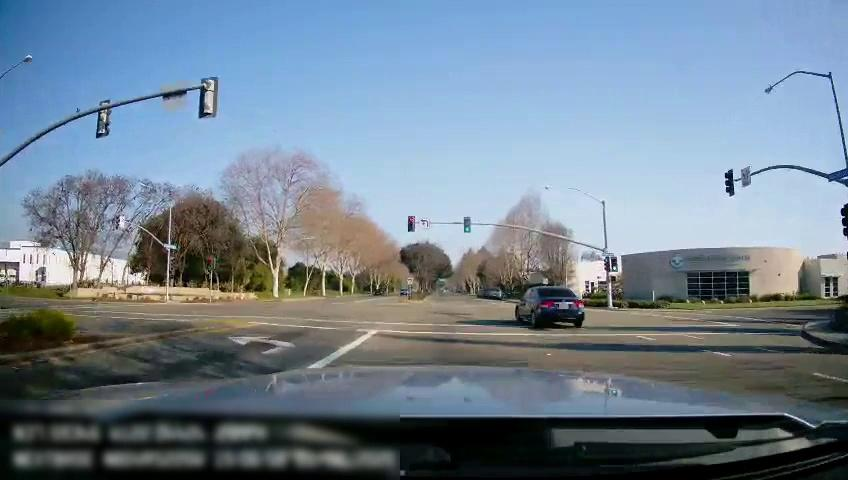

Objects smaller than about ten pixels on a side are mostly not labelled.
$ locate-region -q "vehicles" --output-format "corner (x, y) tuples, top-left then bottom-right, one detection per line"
(399, 287), (410, 296)
(514, 286), (585, 330)
(373, 286), (386, 297)
(486, 287), (503, 301)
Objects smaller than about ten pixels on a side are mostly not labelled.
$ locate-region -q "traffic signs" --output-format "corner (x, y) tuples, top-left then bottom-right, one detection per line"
(827, 167), (848, 183)
(740, 164), (752, 189)
(418, 216), (432, 225)
(165, 244), (177, 249)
